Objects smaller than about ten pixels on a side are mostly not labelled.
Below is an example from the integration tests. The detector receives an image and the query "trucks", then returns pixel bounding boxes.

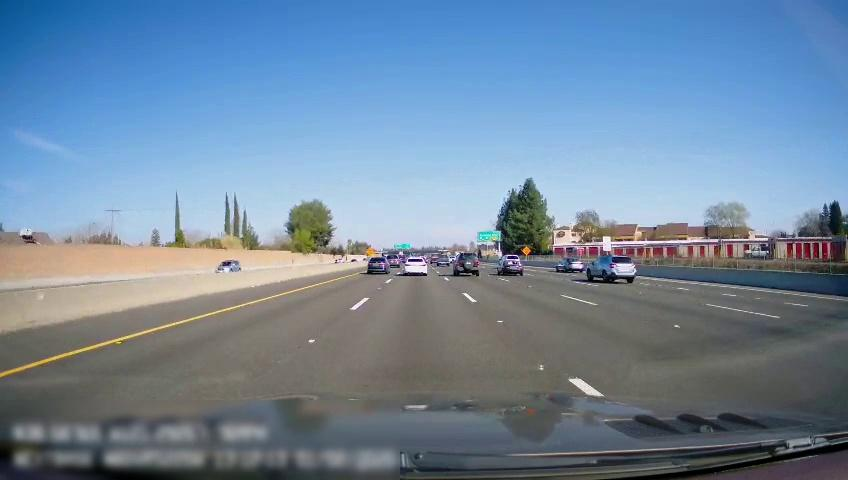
[436,256,450,267]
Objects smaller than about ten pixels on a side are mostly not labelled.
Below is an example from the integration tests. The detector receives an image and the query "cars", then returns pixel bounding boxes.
[402,256,428,277]
[215,258,243,274]
[495,260,523,276]
[367,256,391,275]
[555,258,585,274]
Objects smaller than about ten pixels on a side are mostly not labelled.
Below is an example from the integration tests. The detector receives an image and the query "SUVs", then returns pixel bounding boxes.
[384,255,400,269]
[585,255,637,284]
[451,252,480,277]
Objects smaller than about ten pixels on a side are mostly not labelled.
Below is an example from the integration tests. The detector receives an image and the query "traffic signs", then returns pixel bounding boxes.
[602,235,612,252]
[393,243,412,250]
[478,230,502,242]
